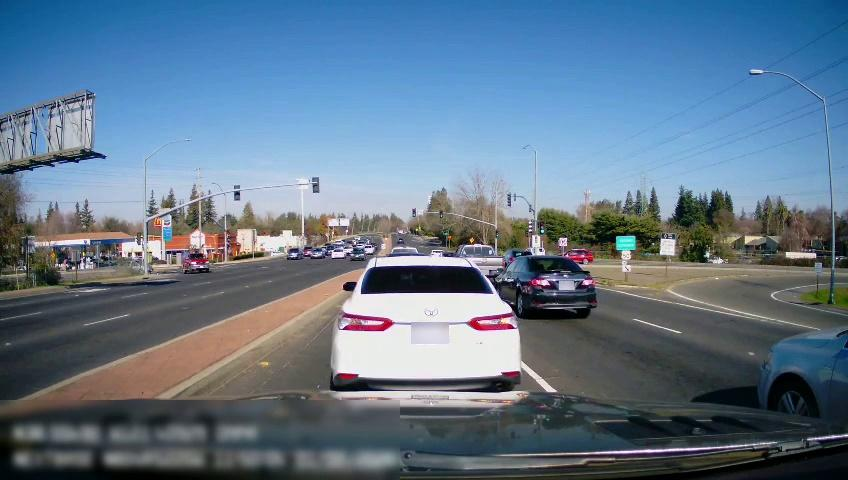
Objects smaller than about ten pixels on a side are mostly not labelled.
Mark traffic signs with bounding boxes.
[616,236,637,250]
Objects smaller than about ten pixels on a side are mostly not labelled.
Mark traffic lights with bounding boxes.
[233,184,242,200]
[312,176,320,192]
[528,222,534,235]
[538,224,544,236]
[137,232,143,245]
[506,194,512,208]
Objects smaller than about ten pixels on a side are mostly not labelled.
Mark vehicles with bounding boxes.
[181,252,209,275]
[563,248,594,264]
[331,247,347,259]
[529,247,546,256]
[329,255,520,392]
[387,247,418,256]
[286,247,302,261]
[349,248,365,262]
[309,247,326,260]
[118,260,152,274]
[492,255,600,320]
[458,245,505,283]
[706,256,725,264]
[759,328,848,419]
